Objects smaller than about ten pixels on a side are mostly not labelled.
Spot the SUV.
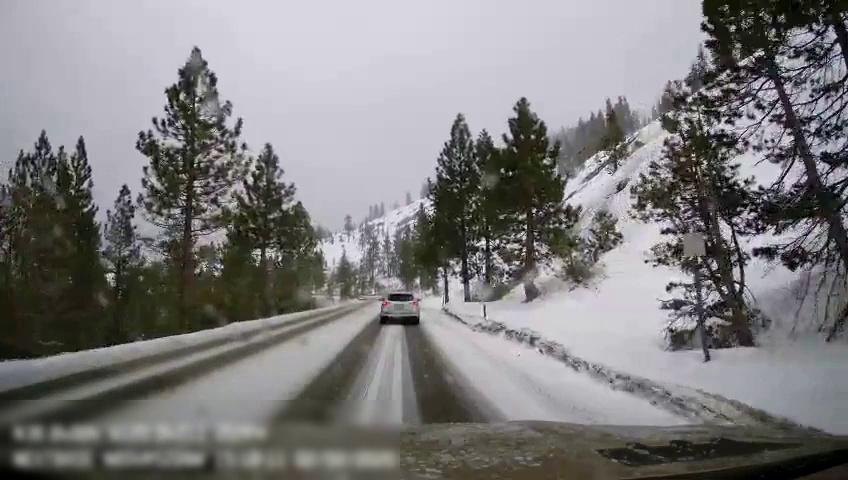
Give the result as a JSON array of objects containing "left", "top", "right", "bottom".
[{"left": 378, "top": 293, "right": 422, "bottom": 325}]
